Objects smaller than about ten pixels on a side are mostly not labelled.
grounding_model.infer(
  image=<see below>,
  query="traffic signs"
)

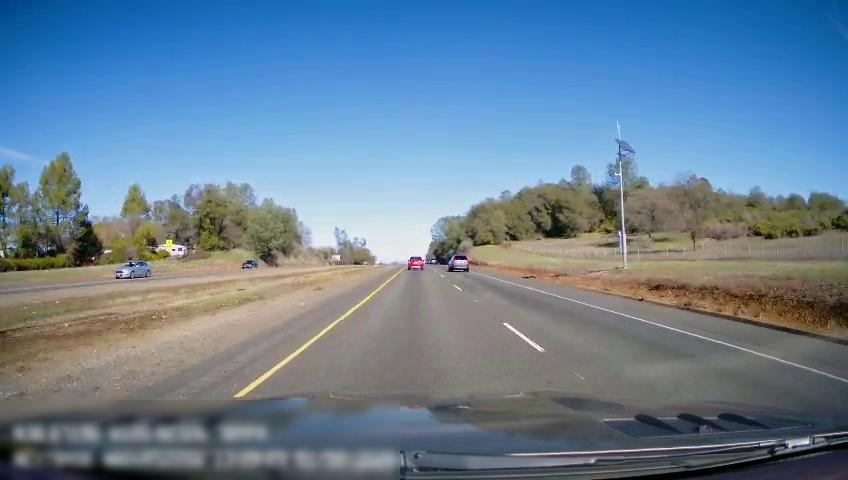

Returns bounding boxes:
[166,240,173,251]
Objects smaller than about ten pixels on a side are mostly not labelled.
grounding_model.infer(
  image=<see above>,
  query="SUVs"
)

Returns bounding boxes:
[447,254,470,272]
[407,255,424,270]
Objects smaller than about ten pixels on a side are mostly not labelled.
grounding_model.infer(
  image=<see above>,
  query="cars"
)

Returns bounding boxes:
[113,261,152,280]
[241,259,258,270]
